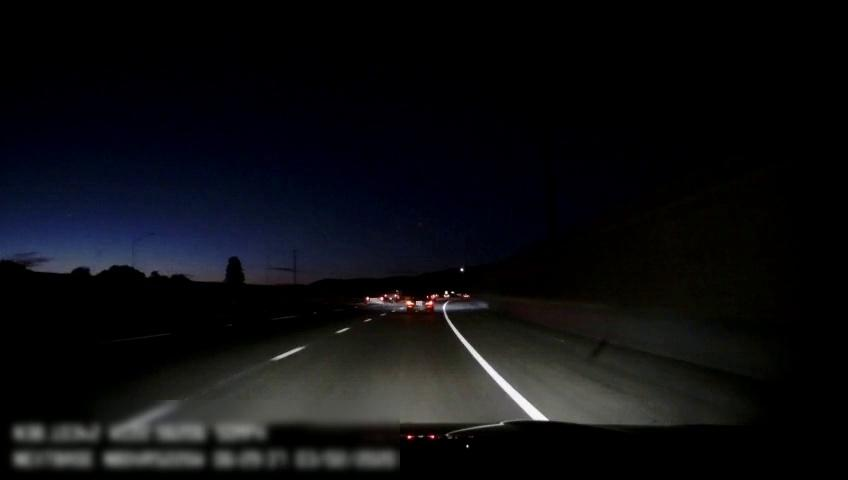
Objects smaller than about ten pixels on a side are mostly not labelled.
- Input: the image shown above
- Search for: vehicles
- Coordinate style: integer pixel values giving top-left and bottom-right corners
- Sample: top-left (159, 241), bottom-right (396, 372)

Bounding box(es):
top-left (404, 293), bottom-right (434, 315)
top-left (361, 289), bottom-right (387, 308)
top-left (384, 292), bottom-right (400, 303)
